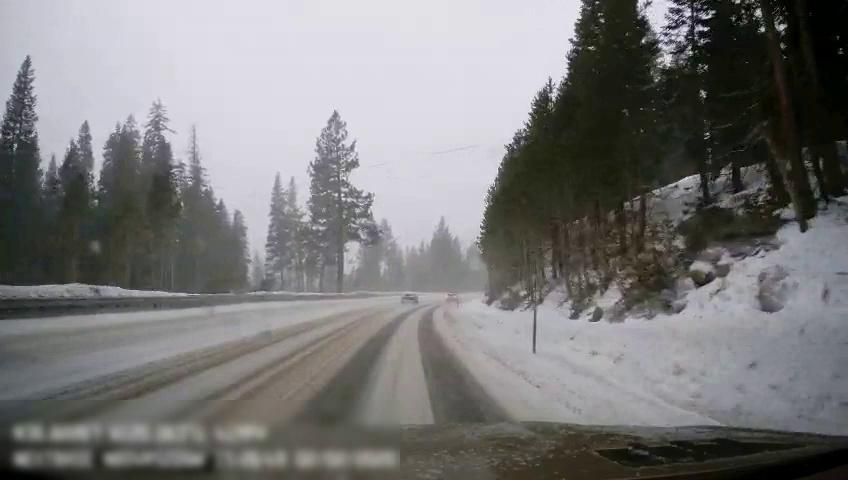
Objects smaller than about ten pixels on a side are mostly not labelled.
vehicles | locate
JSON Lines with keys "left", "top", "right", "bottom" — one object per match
{"left": 445, "top": 292, "right": 458, "bottom": 302}
{"left": 400, "top": 292, "right": 419, "bottom": 305}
